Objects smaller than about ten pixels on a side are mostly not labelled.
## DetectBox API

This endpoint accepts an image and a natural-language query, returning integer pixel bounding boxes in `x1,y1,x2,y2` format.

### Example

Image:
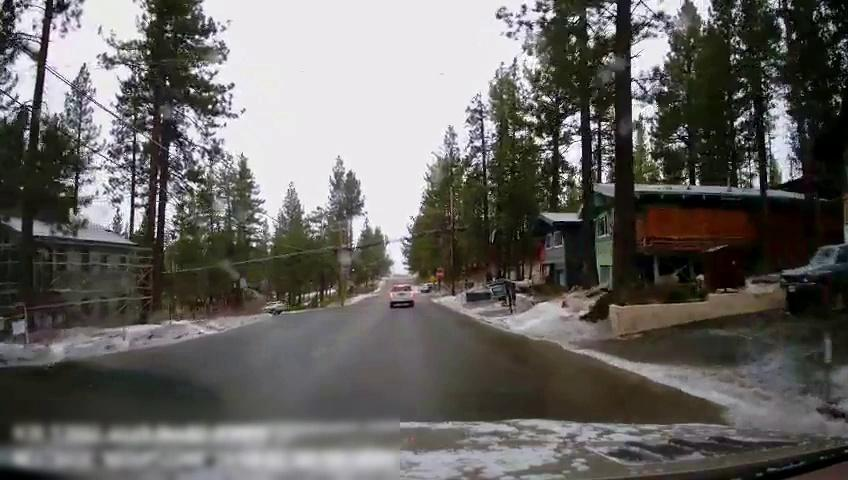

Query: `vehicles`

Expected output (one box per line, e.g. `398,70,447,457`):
780,243,848,315
389,284,415,309
421,283,433,293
